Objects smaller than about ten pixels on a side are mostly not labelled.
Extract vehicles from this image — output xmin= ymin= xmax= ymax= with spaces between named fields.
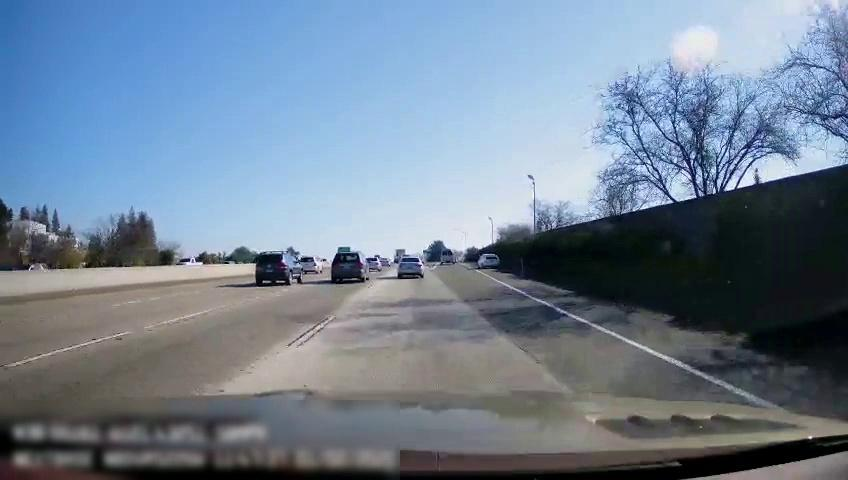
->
xmin=14 ymin=263 xmax=48 ymax=272
xmin=367 ymin=256 xmax=383 ymax=272
xmin=476 ymin=253 xmax=501 ymax=270
xmin=440 ymin=249 xmax=457 ymax=265
xmin=393 ymin=248 xmax=406 ymax=263
xmin=396 ymin=255 xmax=425 ymax=279
xmin=253 ymin=252 xmax=307 ymax=286
xmin=175 ymin=257 xmax=203 ymax=266
xmin=299 ymin=256 xmax=324 ymax=275
xmin=330 ymin=251 xmax=371 ymax=283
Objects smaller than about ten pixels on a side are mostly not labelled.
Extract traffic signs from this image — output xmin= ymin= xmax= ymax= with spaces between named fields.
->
xmin=336 ymin=246 xmax=348 ymax=254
